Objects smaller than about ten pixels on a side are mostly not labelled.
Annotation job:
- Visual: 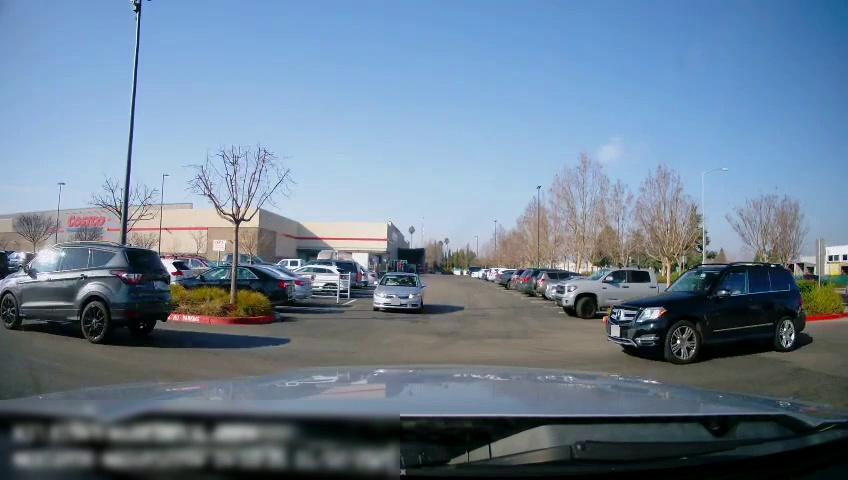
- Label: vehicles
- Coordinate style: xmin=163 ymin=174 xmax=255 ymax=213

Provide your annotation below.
xmin=606 ymin=261 xmax=808 ymax=367
xmin=470 ymin=269 xmax=489 ymax=281
xmin=278 ymin=268 xmax=314 ymax=308
xmin=123 ymin=257 xmax=195 ymax=285
xmin=0 ymin=240 xmax=172 ymax=345
xmin=543 ymin=279 xmax=567 ymax=302
xmin=309 ymin=260 xmax=371 ymax=300
xmin=296 ymin=264 xmax=346 ymax=299
xmin=316 ymin=246 xmax=345 ymax=262
xmin=486 ymin=265 xmax=508 ymax=284
xmin=0 ymin=248 xmax=16 ymax=280
xmin=553 ymin=267 xmax=671 ymax=321
xmin=170 ymin=260 xmax=297 ymax=310
xmin=508 ymin=267 xmax=528 ymax=294
xmin=7 ymin=251 xmax=38 ymax=274
xmin=536 ymin=269 xmax=592 ymax=300
xmin=495 ymin=268 xmax=519 ymax=291
xmin=520 ymin=266 xmax=564 ymax=299
xmin=369 ymin=271 xmax=425 ymax=315
xmin=275 ymin=258 xmax=302 ymax=272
